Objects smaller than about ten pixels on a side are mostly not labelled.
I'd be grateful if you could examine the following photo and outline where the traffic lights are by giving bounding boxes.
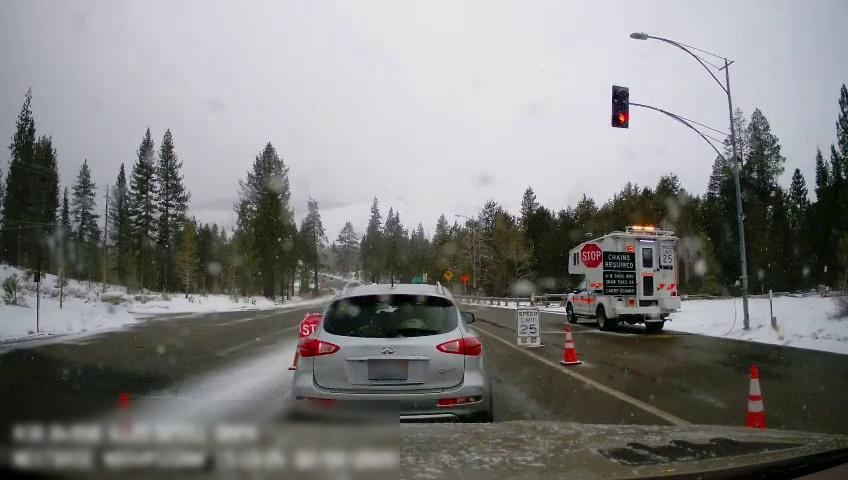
[611,85,631,130]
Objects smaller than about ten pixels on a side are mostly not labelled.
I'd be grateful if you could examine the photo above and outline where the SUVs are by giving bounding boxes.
[287,280,495,423]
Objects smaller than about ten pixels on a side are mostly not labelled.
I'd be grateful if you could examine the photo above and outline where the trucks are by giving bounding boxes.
[565,226,682,331]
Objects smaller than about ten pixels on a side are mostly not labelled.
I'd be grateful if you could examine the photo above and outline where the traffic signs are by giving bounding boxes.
[601,250,637,272]
[443,269,455,282]
[660,241,676,266]
[411,276,423,284]
[579,242,603,269]
[458,275,471,283]
[516,305,542,338]
[602,269,638,296]
[299,312,324,339]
